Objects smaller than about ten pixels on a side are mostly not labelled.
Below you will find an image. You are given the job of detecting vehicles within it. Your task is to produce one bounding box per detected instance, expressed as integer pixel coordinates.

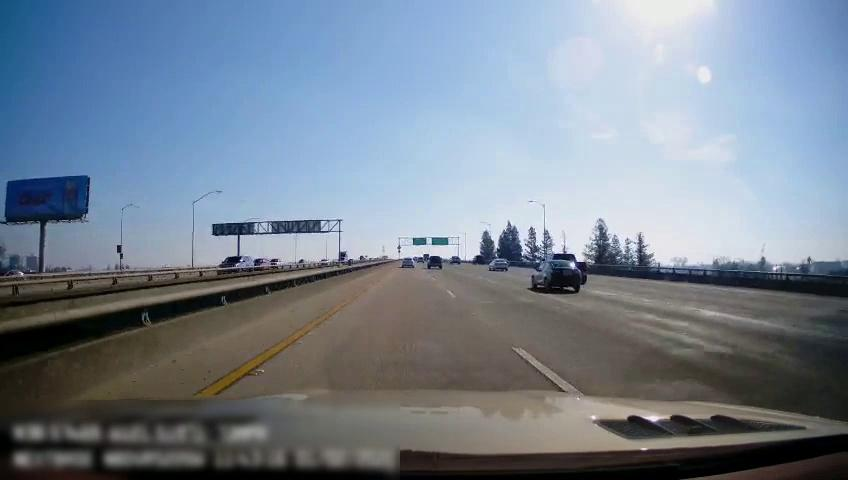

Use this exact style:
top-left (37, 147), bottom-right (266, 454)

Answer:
top-left (402, 258), bottom-right (415, 268)
top-left (472, 255), bottom-right (485, 265)
top-left (548, 254), bottom-right (590, 284)
top-left (253, 257), bottom-right (273, 271)
top-left (448, 255), bottom-right (462, 265)
top-left (217, 254), bottom-right (255, 274)
top-left (489, 259), bottom-right (509, 272)
top-left (4, 270), bottom-right (25, 280)
top-left (427, 256), bottom-right (442, 269)
top-left (269, 258), bottom-right (284, 270)
top-left (529, 260), bottom-right (581, 293)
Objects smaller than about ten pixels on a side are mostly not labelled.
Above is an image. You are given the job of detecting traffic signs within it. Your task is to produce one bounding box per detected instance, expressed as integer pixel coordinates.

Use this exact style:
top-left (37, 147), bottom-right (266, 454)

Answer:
top-left (211, 222), bottom-right (258, 235)
top-left (412, 237), bottom-right (427, 245)
top-left (431, 237), bottom-right (449, 245)
top-left (271, 220), bottom-right (322, 233)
